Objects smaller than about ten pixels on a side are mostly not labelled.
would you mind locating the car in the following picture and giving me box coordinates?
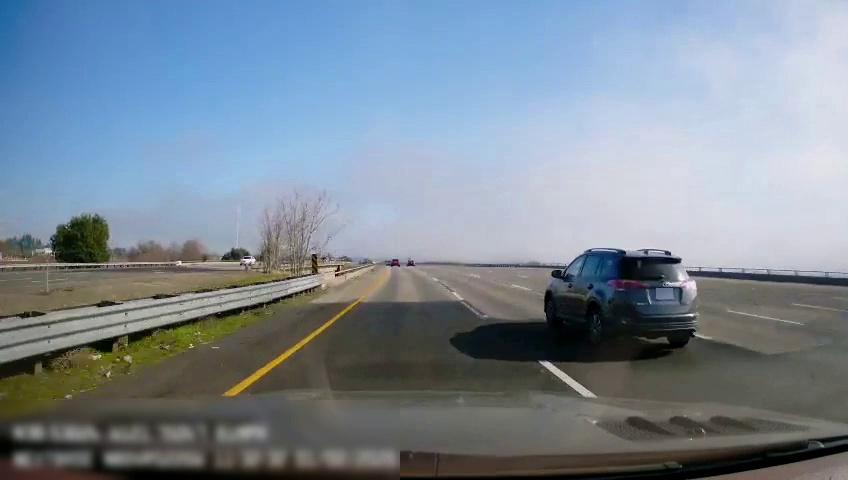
[239,256,257,267]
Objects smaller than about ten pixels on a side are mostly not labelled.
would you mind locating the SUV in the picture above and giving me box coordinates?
[543,247,697,349]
